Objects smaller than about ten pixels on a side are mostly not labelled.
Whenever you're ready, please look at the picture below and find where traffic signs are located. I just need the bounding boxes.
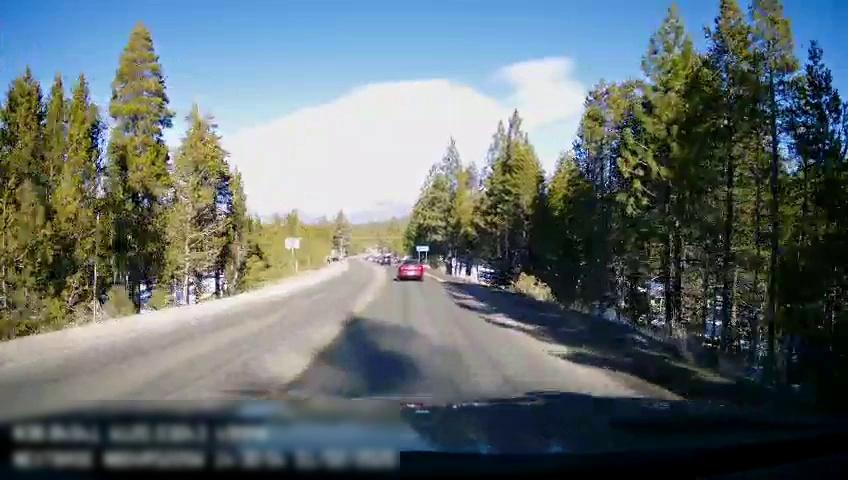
[415,246,430,252]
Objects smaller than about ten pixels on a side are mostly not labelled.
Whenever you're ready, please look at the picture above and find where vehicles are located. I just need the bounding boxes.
[399,262,423,280]
[378,256,392,265]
